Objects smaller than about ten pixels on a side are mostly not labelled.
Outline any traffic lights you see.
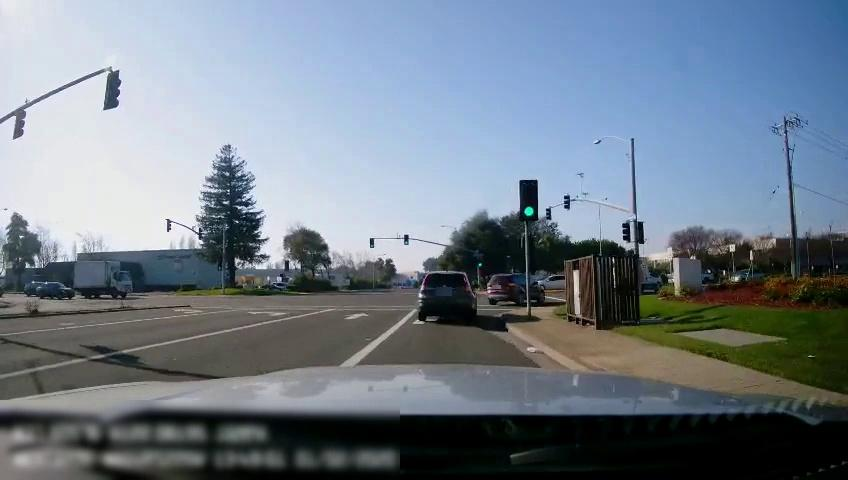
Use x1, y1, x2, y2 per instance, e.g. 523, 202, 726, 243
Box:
545, 207, 552, 220
198, 228, 203, 241
166, 218, 172, 233
621, 222, 631, 243
637, 221, 646, 244
563, 194, 570, 209
519, 179, 539, 222
13, 108, 28, 140
404, 234, 409, 245
103, 68, 122, 110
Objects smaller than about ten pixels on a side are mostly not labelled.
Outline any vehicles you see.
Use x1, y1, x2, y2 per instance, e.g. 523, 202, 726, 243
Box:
73, 261, 130, 299
729, 269, 766, 282
536, 275, 575, 290
37, 282, 74, 300
604, 259, 664, 294
487, 274, 545, 306
24, 282, 46, 296
418, 271, 478, 321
